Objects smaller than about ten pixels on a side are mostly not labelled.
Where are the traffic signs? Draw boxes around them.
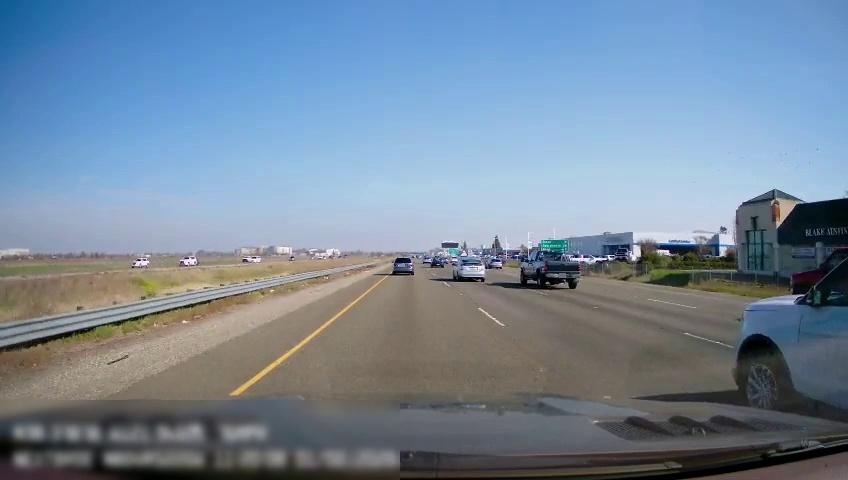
[448,248,460,256]
[540,238,570,253]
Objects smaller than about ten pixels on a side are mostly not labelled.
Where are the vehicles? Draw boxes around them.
[519,249,582,289]
[177,255,198,267]
[422,256,433,265]
[391,257,415,276]
[130,257,150,269]
[247,255,262,264]
[451,256,486,283]
[241,255,252,264]
[790,247,848,296]
[484,258,503,270]
[430,256,445,268]
[732,256,848,424]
